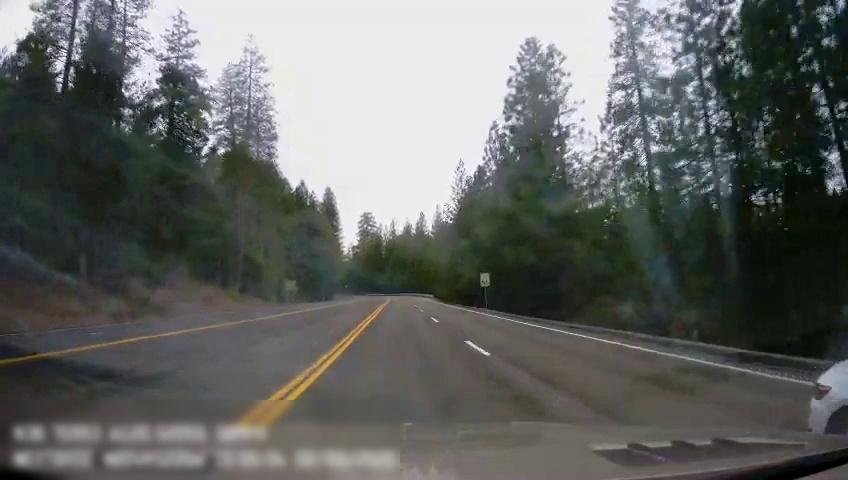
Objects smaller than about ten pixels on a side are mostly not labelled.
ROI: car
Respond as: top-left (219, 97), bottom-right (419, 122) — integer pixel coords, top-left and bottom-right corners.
top-left (807, 358), bottom-right (848, 436)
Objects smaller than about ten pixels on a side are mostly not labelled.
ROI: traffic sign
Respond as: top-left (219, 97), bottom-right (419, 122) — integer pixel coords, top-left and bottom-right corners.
top-left (479, 272), bottom-right (490, 287)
